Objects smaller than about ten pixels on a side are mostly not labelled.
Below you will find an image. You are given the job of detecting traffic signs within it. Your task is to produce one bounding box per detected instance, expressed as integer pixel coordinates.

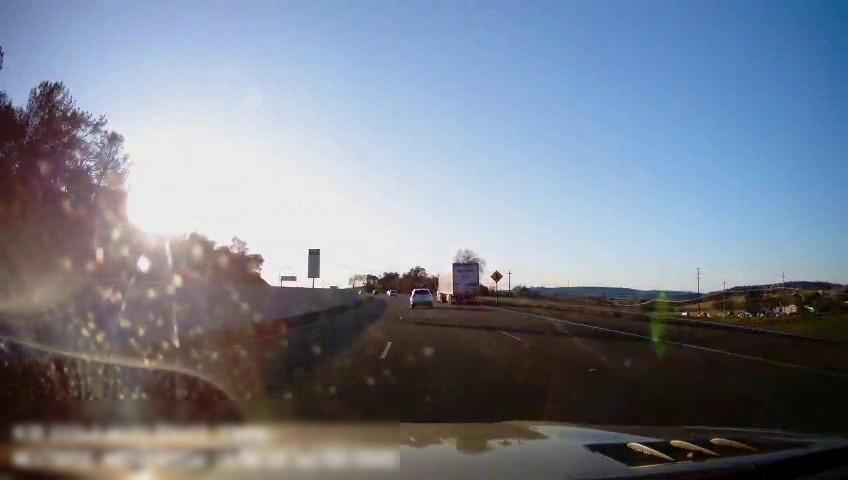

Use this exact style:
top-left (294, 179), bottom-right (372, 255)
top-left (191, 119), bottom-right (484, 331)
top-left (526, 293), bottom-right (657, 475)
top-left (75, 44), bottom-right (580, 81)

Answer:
top-left (490, 270), bottom-right (504, 283)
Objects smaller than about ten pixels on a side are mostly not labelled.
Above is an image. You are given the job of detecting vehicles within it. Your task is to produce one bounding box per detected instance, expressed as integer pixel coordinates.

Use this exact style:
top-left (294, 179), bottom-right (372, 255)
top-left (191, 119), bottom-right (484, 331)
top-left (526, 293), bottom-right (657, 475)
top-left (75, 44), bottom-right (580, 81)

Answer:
top-left (436, 262), bottom-right (479, 305)
top-left (409, 288), bottom-right (433, 309)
